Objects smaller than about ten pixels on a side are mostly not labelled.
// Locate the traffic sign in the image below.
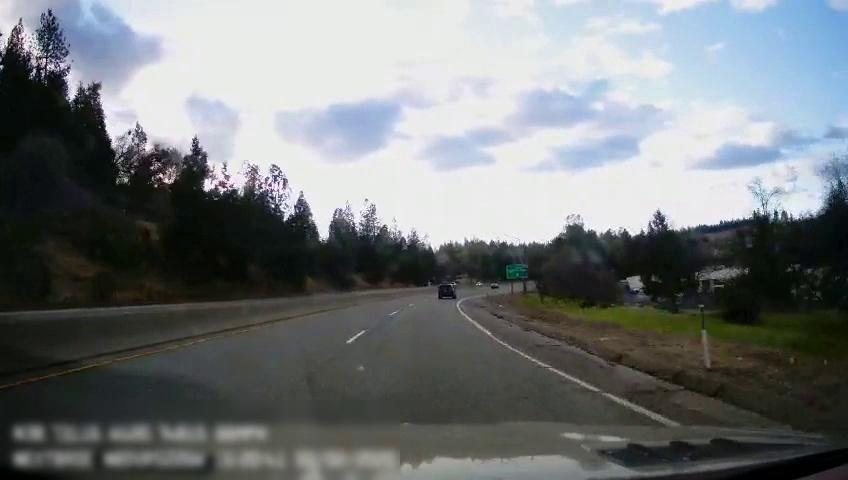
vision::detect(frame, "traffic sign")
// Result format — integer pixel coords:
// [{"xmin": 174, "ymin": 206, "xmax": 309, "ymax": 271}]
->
[{"xmin": 505, "ymin": 263, "xmax": 529, "ymax": 280}]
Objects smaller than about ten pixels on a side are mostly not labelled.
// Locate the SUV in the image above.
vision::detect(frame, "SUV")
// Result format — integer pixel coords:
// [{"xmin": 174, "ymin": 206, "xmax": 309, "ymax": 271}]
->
[{"xmin": 438, "ymin": 283, "xmax": 457, "ymax": 300}]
